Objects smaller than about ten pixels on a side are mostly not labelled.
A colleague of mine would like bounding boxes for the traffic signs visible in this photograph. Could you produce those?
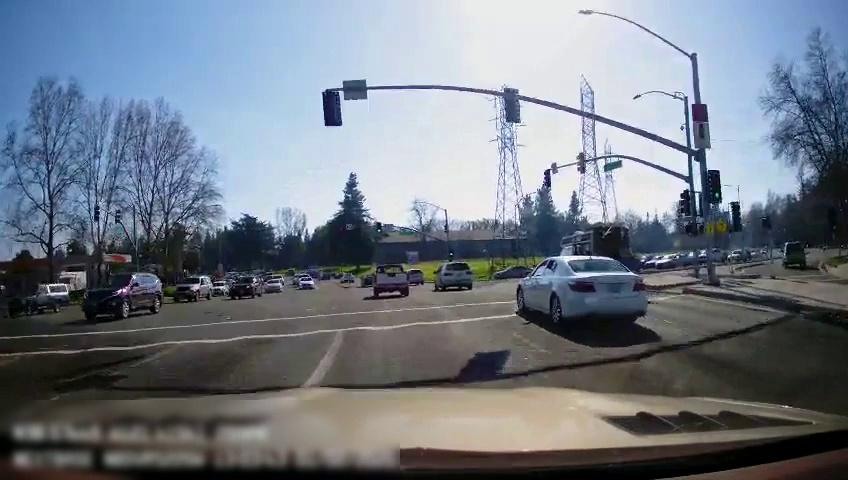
[399,228,420,239]
[603,158,624,172]
[550,161,560,175]
[382,224,395,236]
[341,77,369,102]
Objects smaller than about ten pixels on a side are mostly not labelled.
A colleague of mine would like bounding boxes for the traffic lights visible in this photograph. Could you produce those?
[502,86,523,125]
[321,89,344,128]
[114,208,122,225]
[705,168,723,206]
[93,204,101,223]
[543,166,551,188]
[576,150,586,175]
[676,187,690,219]
[730,200,743,231]
[760,213,771,226]
[374,221,382,234]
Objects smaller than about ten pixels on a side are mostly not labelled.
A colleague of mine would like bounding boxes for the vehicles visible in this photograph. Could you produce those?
[432,261,475,291]
[8,282,70,318]
[227,274,264,300]
[494,265,530,280]
[263,278,282,294]
[81,270,165,322]
[406,268,425,286]
[211,280,231,297]
[372,263,410,299]
[515,254,650,329]
[339,272,356,284]
[173,274,214,302]
[361,271,374,287]
[782,241,808,269]
[298,276,315,290]
[558,226,631,259]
